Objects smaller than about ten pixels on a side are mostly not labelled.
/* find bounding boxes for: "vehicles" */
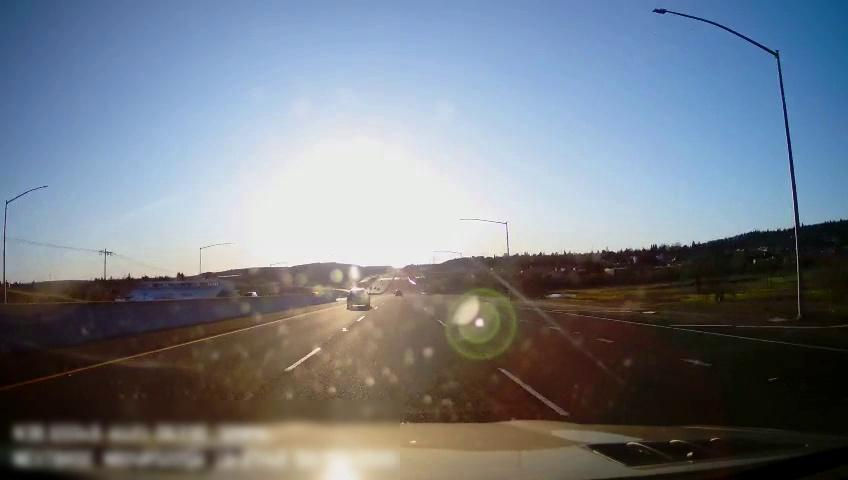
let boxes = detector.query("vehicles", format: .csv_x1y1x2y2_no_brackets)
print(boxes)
346,287,371,312
244,291,258,297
